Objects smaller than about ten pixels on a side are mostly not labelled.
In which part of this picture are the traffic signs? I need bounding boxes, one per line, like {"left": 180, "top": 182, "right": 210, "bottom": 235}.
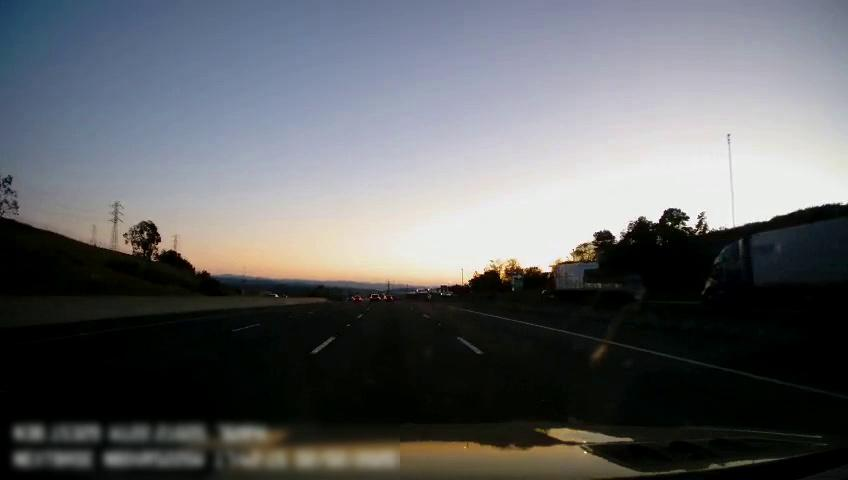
{"left": 512, "top": 275, "right": 522, "bottom": 291}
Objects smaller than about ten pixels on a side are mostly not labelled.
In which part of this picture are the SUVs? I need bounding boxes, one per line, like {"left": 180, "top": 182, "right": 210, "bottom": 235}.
{"left": 370, "top": 293, "right": 381, "bottom": 302}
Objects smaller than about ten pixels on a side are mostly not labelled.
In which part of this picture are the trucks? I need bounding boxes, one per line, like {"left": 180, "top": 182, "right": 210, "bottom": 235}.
{"left": 554, "top": 262, "right": 624, "bottom": 296}
{"left": 699, "top": 212, "right": 848, "bottom": 313}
